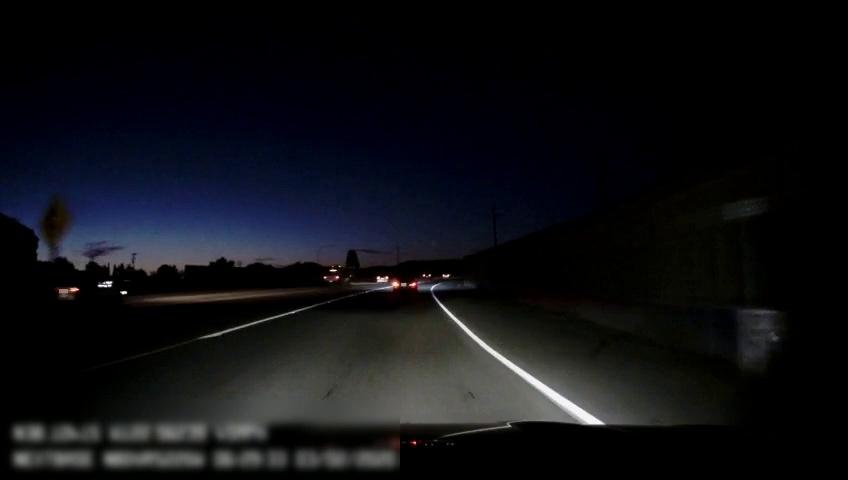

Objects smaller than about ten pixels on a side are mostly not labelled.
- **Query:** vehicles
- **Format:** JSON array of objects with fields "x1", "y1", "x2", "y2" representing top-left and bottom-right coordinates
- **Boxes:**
[
  {"x1": 391, "y1": 275, "x2": 418, "y2": 297},
  {"x1": 319, "y1": 266, "x2": 351, "y2": 290},
  {"x1": 375, "y1": 271, "x2": 398, "y2": 285},
  {"x1": 52, "y1": 278, "x2": 130, "y2": 305}
]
